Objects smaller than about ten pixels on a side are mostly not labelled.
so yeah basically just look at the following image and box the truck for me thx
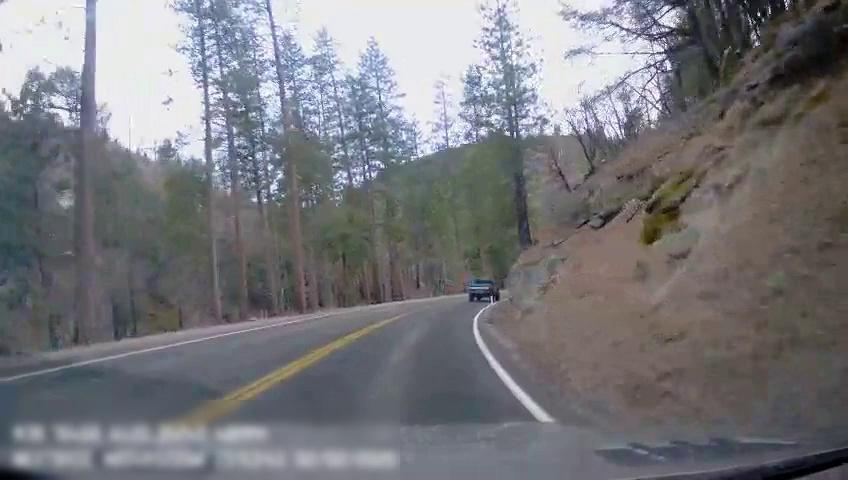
[468,277,501,303]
